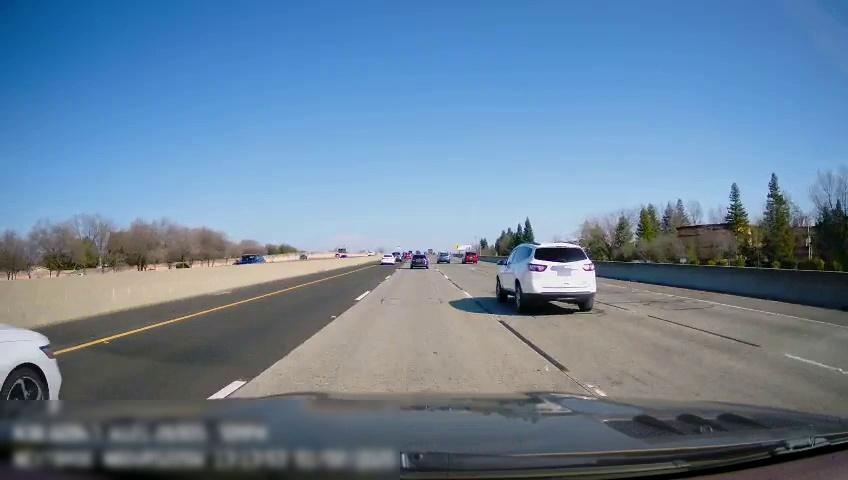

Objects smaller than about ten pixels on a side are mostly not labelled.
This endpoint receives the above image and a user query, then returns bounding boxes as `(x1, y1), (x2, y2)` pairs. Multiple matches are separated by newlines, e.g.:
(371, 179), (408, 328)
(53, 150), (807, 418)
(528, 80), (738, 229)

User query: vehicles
(495, 241), (598, 313)
(410, 254), (429, 270)
(231, 253), (267, 266)
(391, 252), (402, 263)
(380, 254), (396, 265)
(461, 251), (479, 265)
(0, 322), (64, 425)
(437, 252), (451, 264)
